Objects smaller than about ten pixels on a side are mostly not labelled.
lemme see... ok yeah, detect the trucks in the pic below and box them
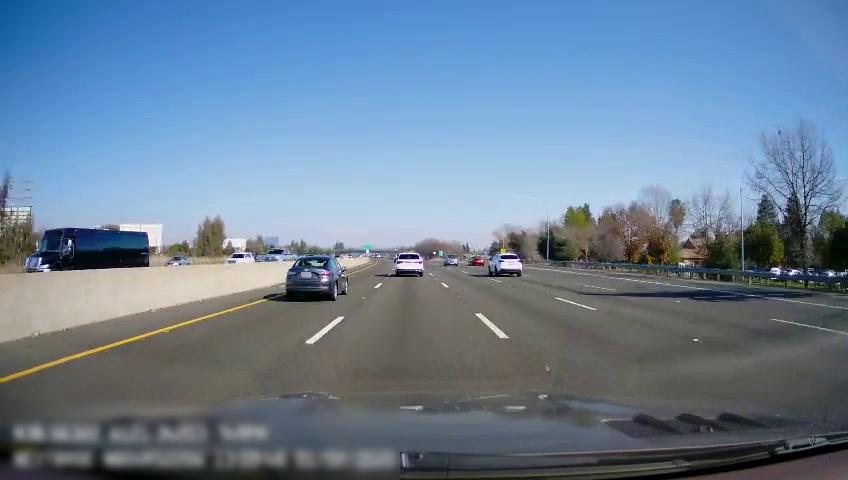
[23,227,149,273]
[262,248,296,263]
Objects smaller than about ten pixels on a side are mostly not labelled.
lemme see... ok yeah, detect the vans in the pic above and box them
[444,253,461,267]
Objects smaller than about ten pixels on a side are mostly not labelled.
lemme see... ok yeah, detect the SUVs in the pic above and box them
[225,252,256,266]
[487,253,524,277]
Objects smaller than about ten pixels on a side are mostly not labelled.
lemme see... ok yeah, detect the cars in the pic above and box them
[466,254,484,266]
[283,254,349,303]
[395,252,424,278]
[166,256,193,267]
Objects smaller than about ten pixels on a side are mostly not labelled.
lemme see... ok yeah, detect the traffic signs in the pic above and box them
[359,243,371,250]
